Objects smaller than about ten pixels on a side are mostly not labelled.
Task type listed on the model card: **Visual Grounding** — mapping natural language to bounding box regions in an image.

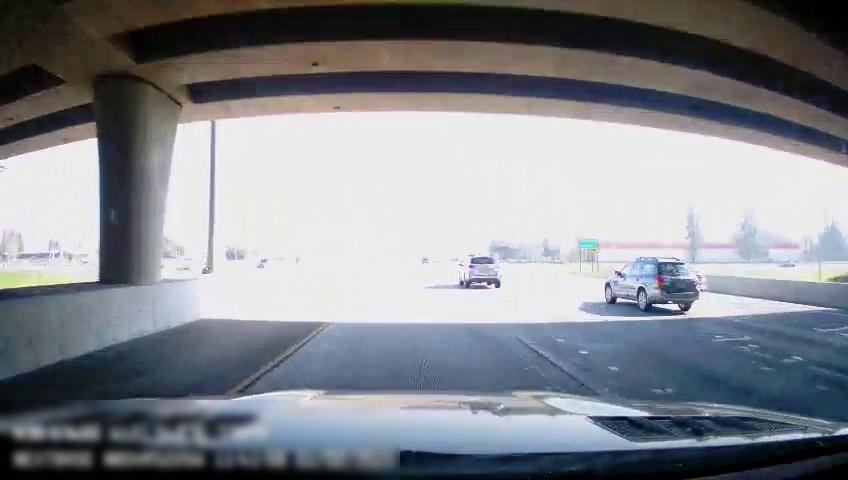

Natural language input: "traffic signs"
[577,239,597,250]
[587,240,600,255]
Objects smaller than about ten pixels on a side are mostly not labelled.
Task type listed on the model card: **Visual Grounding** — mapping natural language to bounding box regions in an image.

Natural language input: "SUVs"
[603,256,700,312]
[457,255,503,289]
